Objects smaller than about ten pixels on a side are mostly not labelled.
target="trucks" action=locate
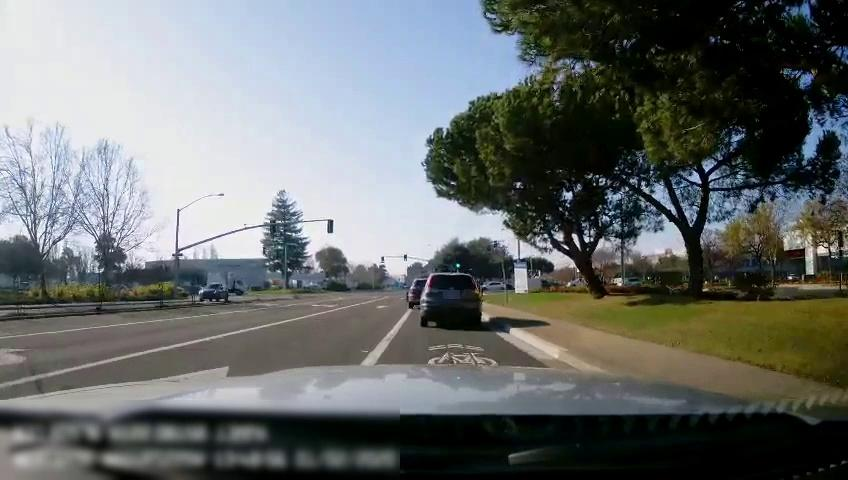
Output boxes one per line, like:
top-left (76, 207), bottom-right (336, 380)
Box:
top-left (208, 272), bottom-right (244, 296)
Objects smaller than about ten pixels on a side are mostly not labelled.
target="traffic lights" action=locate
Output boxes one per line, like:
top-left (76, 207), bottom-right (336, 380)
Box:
top-left (328, 219), bottom-right (334, 233)
top-left (270, 220), bottom-right (276, 233)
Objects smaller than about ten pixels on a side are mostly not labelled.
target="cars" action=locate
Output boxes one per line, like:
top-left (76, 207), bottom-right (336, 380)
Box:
top-left (479, 281), bottom-right (507, 292)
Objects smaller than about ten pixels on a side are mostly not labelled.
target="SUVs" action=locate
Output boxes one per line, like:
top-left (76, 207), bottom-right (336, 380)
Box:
top-left (198, 283), bottom-right (229, 302)
top-left (420, 272), bottom-right (482, 327)
top-left (408, 278), bottom-right (427, 308)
